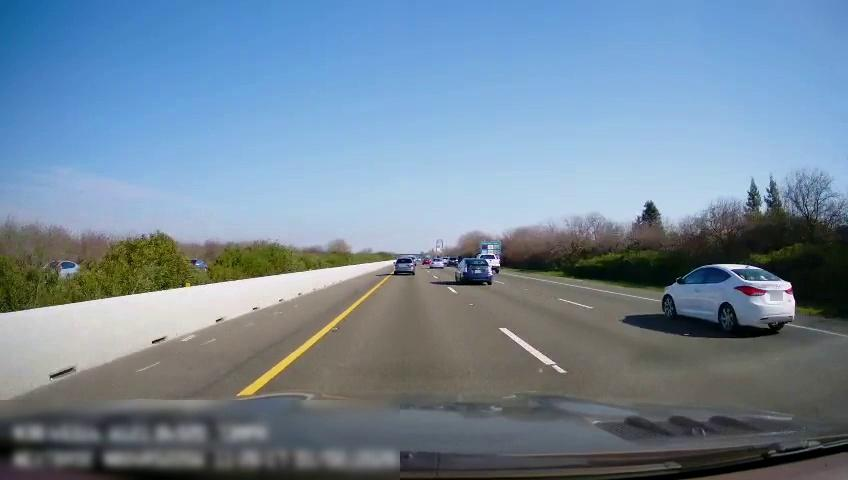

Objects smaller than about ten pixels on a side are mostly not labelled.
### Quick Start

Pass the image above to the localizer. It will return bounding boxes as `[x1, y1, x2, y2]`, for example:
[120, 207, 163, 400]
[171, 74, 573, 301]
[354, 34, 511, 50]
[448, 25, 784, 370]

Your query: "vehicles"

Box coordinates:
[392, 256, 415, 275]
[446, 258, 458, 268]
[660, 263, 796, 338]
[454, 257, 494, 287]
[429, 257, 444, 269]
[474, 254, 500, 275]
[187, 258, 211, 274]
[37, 261, 81, 280]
